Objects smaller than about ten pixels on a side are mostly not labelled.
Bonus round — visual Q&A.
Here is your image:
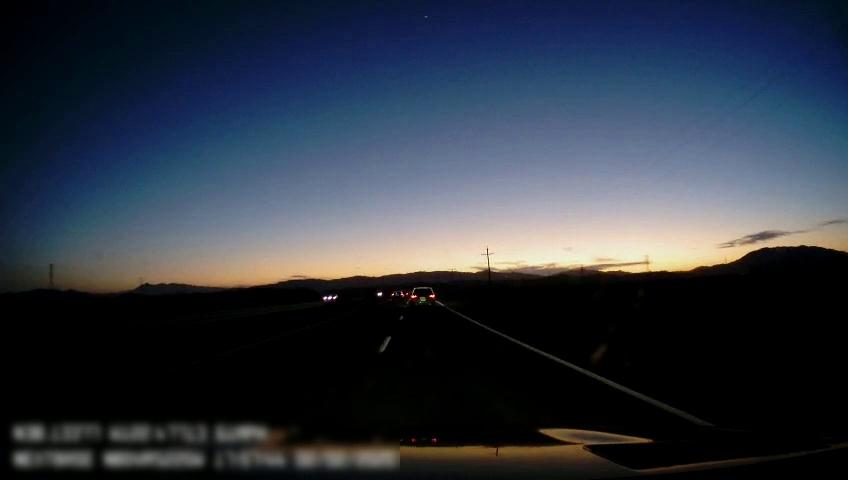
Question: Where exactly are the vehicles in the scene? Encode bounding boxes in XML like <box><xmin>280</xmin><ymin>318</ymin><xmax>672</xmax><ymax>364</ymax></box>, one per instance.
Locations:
<box><xmin>322</xmin><ymin>293</ymin><xmax>339</xmax><ymax>303</ymax></box>
<box><xmin>410</xmin><ymin>286</ymin><xmax>436</xmax><ymax>309</ymax></box>
<box><xmin>391</xmin><ymin>290</ymin><xmax>405</xmax><ymax>300</ymax></box>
